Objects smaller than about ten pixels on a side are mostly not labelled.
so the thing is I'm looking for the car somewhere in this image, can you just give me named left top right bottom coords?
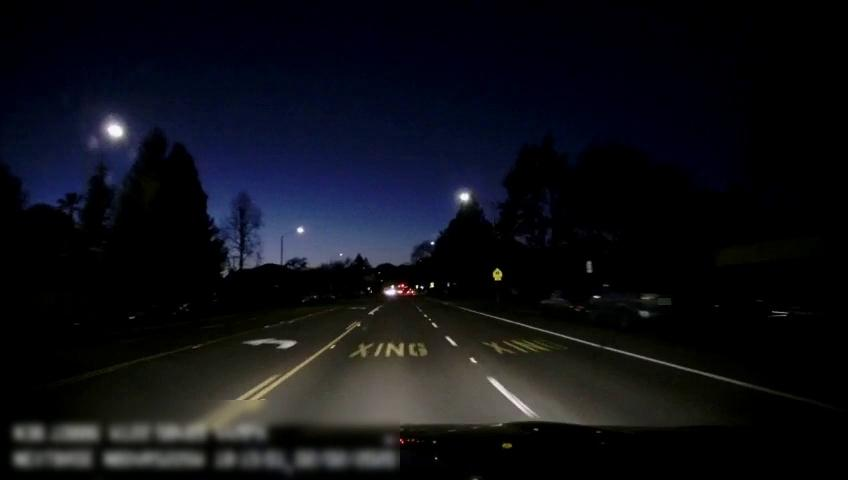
left=539, top=286, right=600, bottom=322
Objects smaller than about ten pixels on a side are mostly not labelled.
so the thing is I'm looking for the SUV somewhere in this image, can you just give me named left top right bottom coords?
left=582, top=279, right=674, bottom=331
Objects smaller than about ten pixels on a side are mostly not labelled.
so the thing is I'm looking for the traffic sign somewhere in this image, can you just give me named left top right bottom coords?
left=492, top=267, right=503, bottom=278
